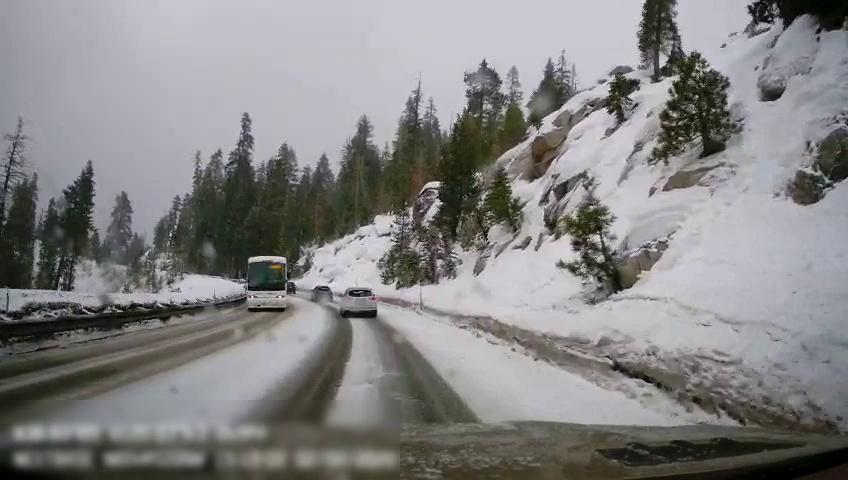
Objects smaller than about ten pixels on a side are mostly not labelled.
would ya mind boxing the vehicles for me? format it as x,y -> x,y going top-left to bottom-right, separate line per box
246,256 -> 291,312
339,287 -> 378,318
287,281 -> 296,294
310,285 -> 333,303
